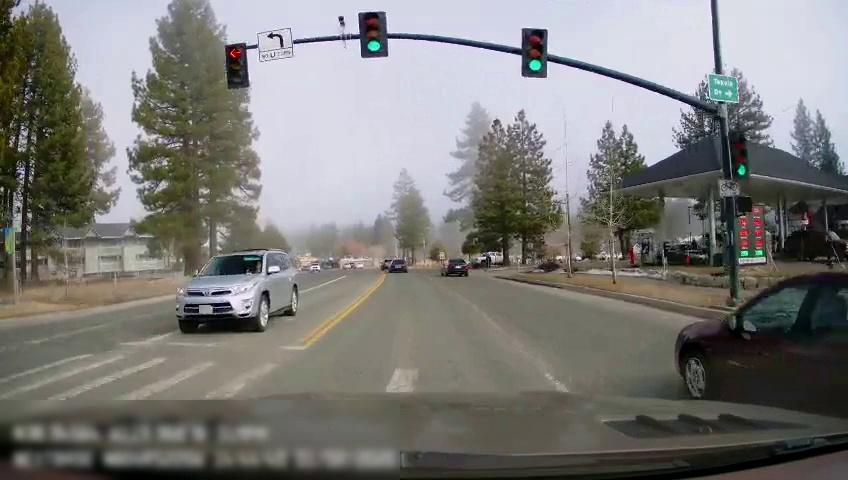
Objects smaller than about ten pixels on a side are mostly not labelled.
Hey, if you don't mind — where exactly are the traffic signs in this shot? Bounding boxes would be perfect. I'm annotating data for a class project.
[255,26,296,63]
[705,73,740,105]
[719,180,745,198]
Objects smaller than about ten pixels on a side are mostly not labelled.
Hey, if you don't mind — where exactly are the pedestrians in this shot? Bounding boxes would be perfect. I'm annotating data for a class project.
[485,254,492,269]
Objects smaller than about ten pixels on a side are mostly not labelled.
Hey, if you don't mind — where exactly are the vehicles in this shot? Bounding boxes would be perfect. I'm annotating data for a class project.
[441,256,469,277]
[474,251,513,268]
[675,273,848,409]
[388,259,408,274]
[310,263,321,272]
[175,248,301,335]
[657,241,708,266]
[787,230,848,263]
[381,260,391,272]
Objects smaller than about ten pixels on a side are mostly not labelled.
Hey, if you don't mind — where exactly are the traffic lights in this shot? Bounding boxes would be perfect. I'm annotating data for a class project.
[224,43,250,91]
[732,131,749,177]
[357,11,389,59]
[519,28,550,79]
